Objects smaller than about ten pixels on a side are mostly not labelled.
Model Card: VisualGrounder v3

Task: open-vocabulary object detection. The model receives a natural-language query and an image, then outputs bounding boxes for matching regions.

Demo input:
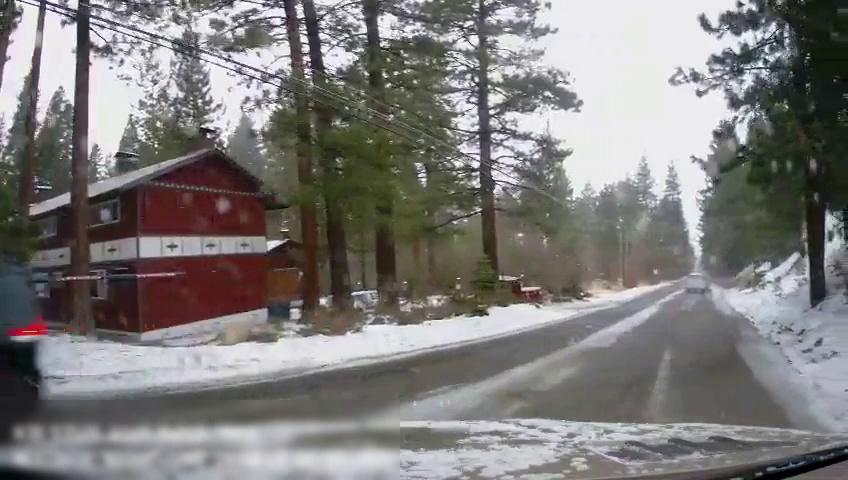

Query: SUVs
[0,264,48,444]
[684,271,709,294]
